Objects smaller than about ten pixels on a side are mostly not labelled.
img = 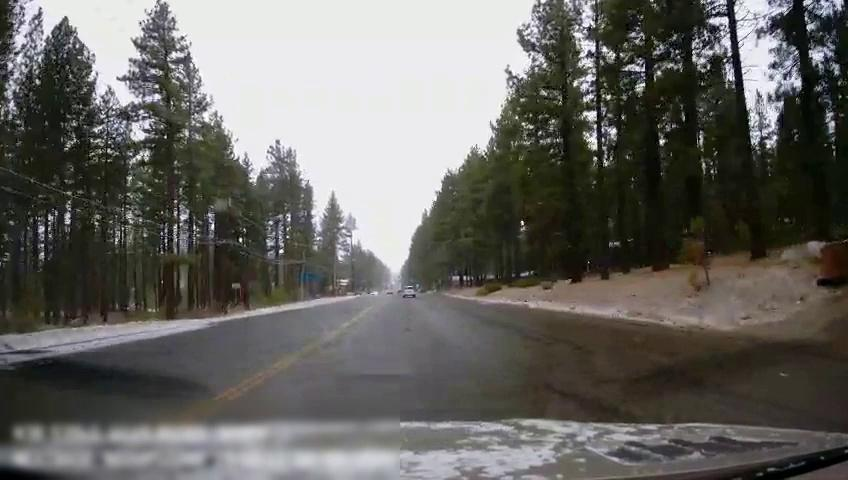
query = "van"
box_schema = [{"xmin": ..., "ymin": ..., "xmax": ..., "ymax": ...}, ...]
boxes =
[{"xmin": 402, "ymin": 285, "xmax": 417, "ymax": 298}]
